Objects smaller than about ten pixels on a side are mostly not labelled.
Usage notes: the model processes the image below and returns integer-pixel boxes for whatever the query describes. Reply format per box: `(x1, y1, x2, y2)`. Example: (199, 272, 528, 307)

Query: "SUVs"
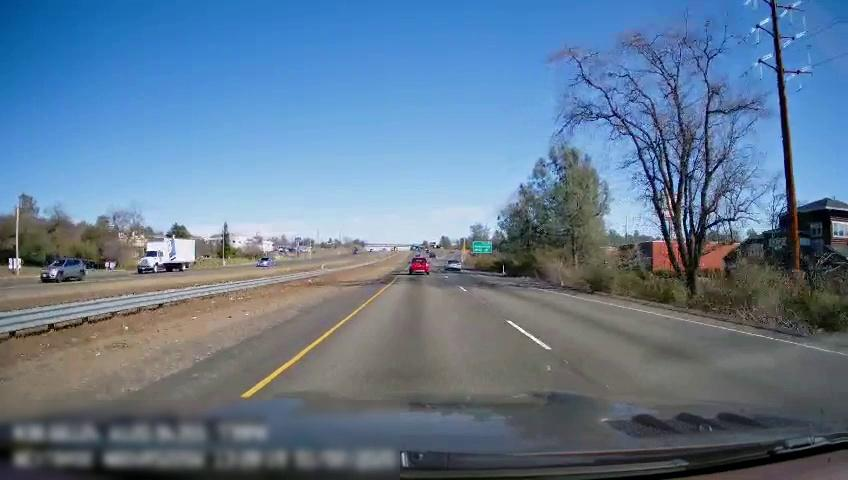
(39, 256, 87, 284)
(407, 256, 431, 275)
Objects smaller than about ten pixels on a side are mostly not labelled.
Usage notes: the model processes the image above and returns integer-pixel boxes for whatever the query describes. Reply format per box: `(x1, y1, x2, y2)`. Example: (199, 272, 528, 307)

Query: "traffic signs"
(471, 241, 493, 254)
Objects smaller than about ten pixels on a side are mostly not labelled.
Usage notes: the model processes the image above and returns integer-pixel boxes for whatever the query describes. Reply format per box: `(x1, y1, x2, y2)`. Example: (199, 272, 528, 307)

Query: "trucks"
(134, 236, 196, 275)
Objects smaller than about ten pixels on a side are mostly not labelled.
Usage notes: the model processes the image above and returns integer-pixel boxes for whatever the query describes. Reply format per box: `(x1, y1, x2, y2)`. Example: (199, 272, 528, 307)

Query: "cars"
(444, 257, 463, 273)
(257, 256, 275, 268)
